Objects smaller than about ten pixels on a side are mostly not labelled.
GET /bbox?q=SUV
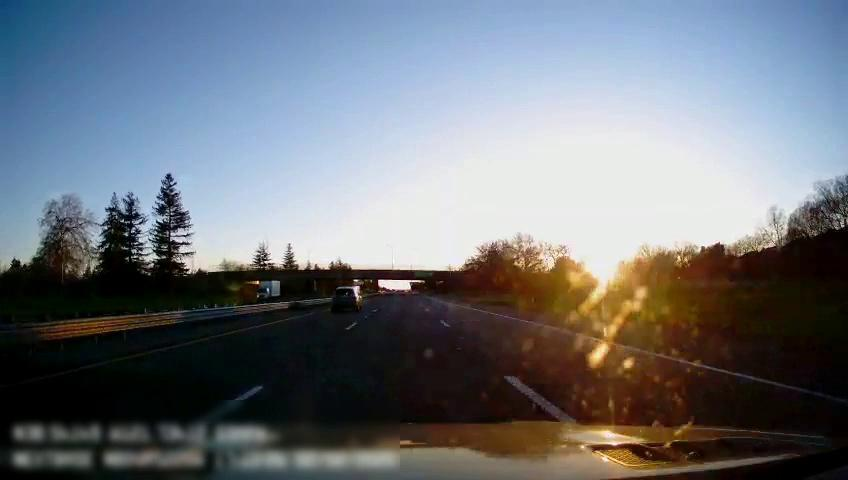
[330,287,364,313]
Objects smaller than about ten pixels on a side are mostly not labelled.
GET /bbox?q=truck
[255,280,281,304]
